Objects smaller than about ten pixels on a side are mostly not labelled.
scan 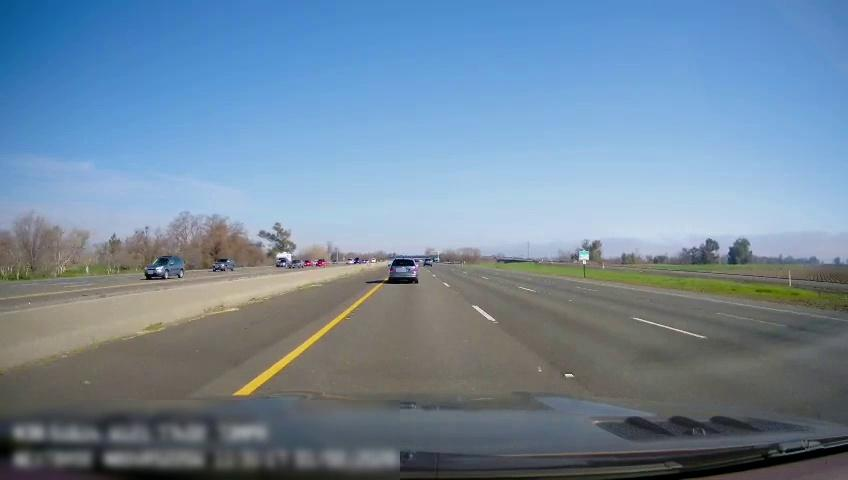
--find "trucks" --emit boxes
[276,253,292,262]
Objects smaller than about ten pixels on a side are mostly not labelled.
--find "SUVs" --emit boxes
[423,257,433,267]
[276,257,291,267]
[387,257,418,284]
[144,256,185,280]
[288,260,305,269]
[212,258,236,272]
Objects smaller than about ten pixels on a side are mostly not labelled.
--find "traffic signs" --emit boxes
[577,250,590,260]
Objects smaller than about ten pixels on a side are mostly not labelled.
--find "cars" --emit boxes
[315,258,329,268]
